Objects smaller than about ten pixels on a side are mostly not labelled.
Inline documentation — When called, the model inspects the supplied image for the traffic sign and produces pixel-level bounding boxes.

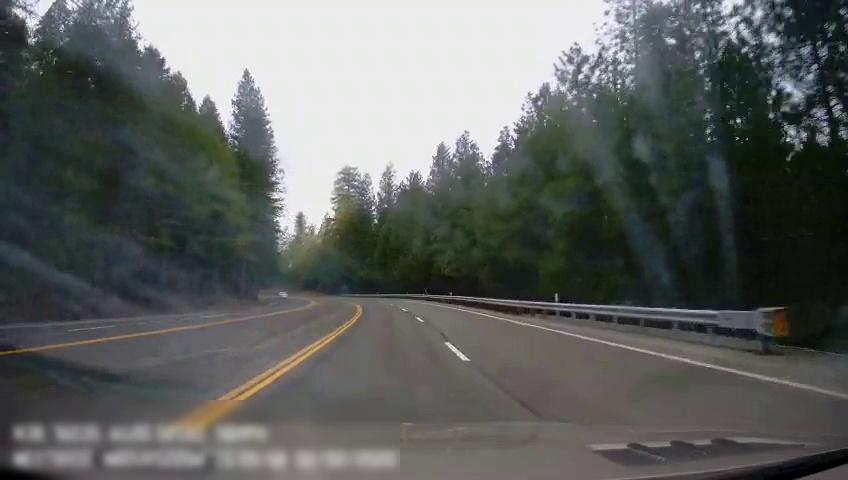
[772,309,789,337]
